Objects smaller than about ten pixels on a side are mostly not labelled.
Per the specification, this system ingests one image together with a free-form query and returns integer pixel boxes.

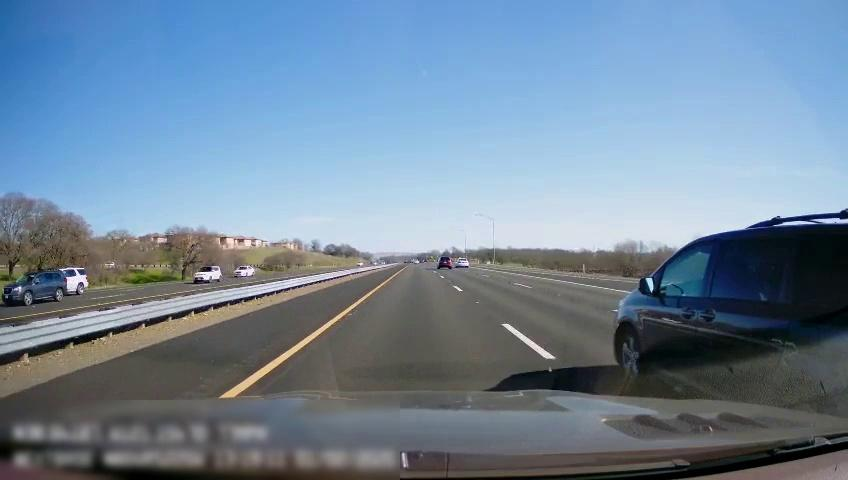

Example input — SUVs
[59,268,89,296]
[0,271,67,307]
[192,266,222,284]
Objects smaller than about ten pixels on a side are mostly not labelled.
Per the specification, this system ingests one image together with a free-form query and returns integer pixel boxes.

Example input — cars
[455,258,469,268]
[232,265,255,278]
[437,256,453,270]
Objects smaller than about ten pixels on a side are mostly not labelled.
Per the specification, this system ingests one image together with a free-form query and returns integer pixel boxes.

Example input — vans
[613,221,848,409]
